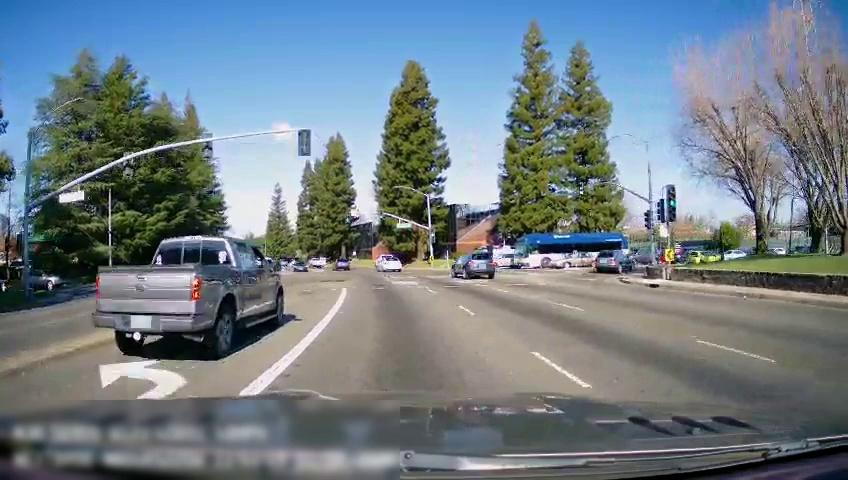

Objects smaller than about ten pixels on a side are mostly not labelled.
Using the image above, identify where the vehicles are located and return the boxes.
[452,252,496,280]
[293,261,308,273]
[555,252,599,270]
[92,236,285,359]
[514,230,629,269]
[20,272,59,290]
[686,250,719,265]
[335,257,351,270]
[376,256,402,272]
[629,250,653,266]
[309,257,322,269]
[493,248,514,268]
[723,249,747,261]
[768,248,785,257]
[590,249,634,276]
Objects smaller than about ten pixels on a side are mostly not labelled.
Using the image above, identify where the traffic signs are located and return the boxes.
[397,223,413,228]
[664,248,674,261]
[59,192,84,203]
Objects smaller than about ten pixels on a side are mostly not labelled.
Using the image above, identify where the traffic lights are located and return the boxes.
[655,198,666,223]
[298,129,313,158]
[643,209,651,229]
[578,180,584,196]
[122,151,134,175]
[199,132,214,159]
[666,184,677,221]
